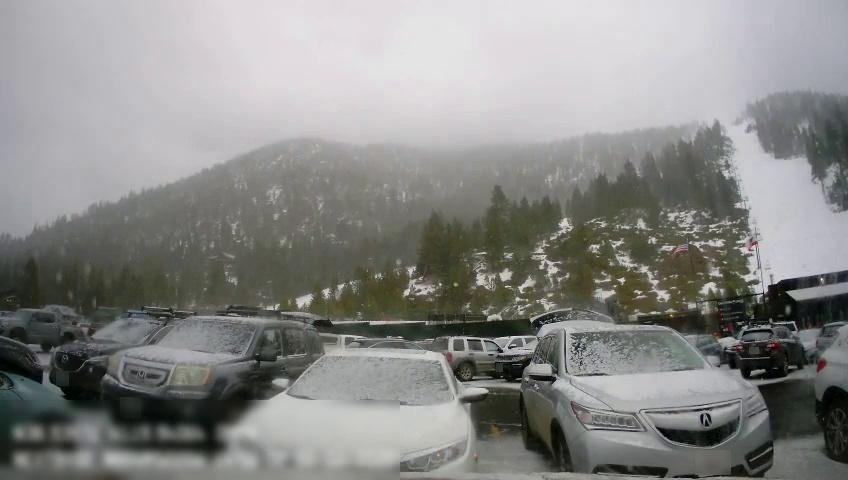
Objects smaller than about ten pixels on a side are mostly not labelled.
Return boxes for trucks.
[772,321,800,333]
[3,308,93,352]
[318,334,368,349]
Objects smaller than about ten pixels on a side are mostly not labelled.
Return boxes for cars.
[223,348,491,474]
[815,322,845,354]
[798,328,819,364]
[679,335,725,358]
[0,371,80,466]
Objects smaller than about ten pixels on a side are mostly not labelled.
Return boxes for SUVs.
[494,342,535,381]
[519,321,776,478]
[812,327,848,465]
[56,318,171,403]
[431,337,507,382]
[104,315,326,454]
[734,326,803,377]
[0,335,47,383]
[345,338,428,351]
[495,336,537,352]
